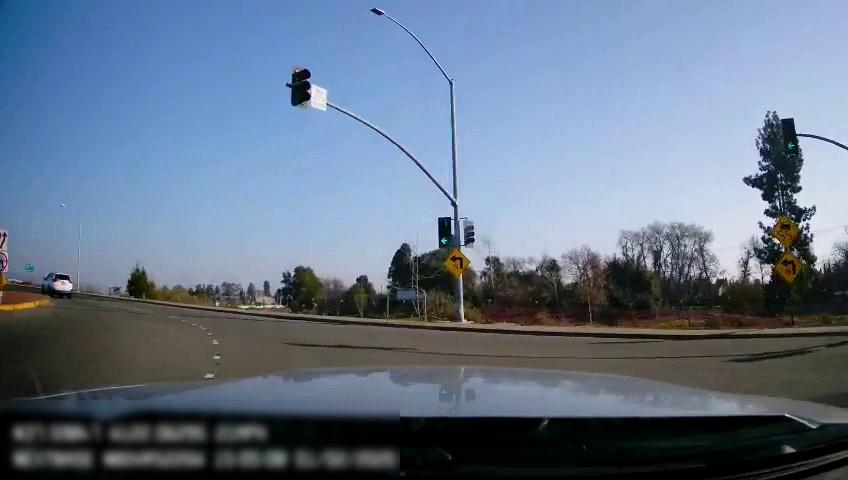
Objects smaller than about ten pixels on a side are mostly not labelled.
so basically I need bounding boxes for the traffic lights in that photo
[437,216,453,249]
[781,118,798,152]
[463,224,474,247]
[291,69,313,106]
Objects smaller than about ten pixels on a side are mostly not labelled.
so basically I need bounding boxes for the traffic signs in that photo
[443,248,471,281]
[307,82,329,111]
[775,252,802,285]
[23,262,35,272]
[771,213,802,250]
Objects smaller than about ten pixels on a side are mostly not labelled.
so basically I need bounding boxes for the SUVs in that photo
[40,272,74,298]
